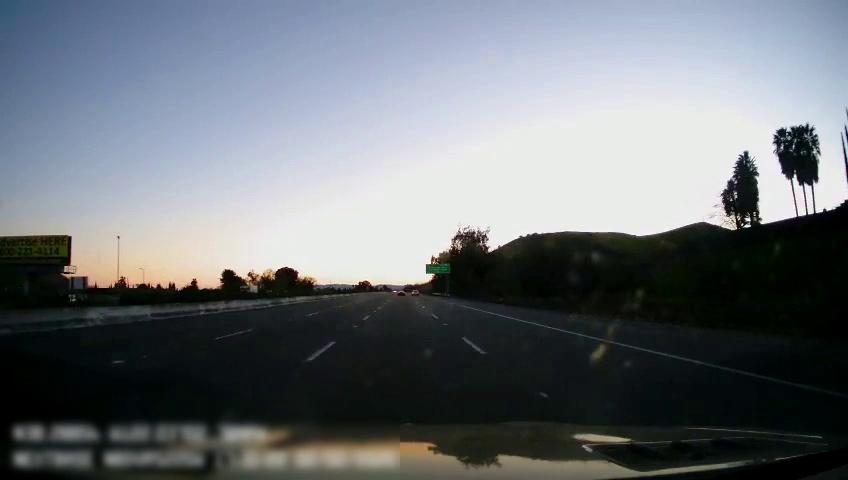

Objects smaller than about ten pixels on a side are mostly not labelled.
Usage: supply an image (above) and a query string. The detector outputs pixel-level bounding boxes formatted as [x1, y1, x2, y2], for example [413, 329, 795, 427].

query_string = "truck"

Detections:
[237, 285, 259, 298]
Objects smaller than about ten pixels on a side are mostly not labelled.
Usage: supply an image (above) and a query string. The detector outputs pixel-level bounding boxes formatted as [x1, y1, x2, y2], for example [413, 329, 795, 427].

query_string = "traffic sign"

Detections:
[426, 264, 452, 274]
